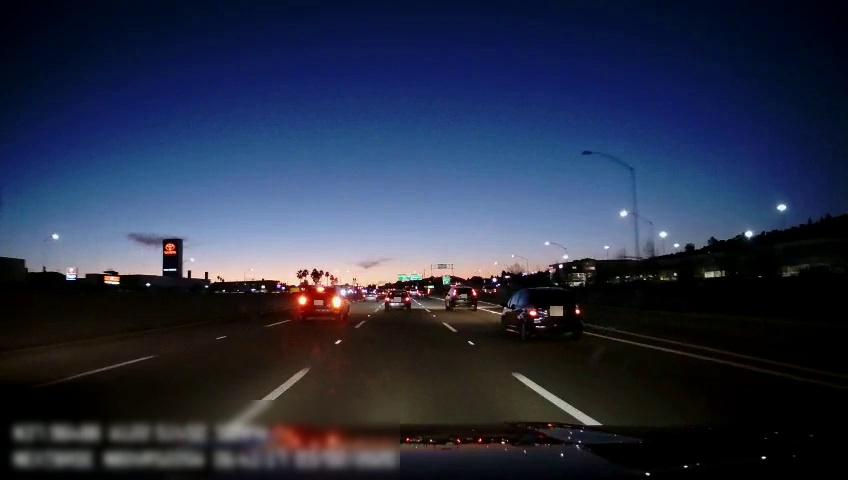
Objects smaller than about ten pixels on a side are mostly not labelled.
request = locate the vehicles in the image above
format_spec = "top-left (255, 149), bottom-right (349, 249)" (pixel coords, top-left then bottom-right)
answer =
top-left (299, 285), bottom-right (350, 323)
top-left (384, 288), bottom-right (412, 311)
top-left (362, 290), bottom-right (380, 304)
top-left (417, 287), bottom-right (430, 299)
top-left (500, 286), bottom-right (583, 338)
top-left (445, 287), bottom-right (477, 312)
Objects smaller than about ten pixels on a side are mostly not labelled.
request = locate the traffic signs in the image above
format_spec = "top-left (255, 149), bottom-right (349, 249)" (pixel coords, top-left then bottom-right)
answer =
top-left (397, 274), bottom-right (423, 281)
top-left (442, 274), bottom-right (451, 285)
